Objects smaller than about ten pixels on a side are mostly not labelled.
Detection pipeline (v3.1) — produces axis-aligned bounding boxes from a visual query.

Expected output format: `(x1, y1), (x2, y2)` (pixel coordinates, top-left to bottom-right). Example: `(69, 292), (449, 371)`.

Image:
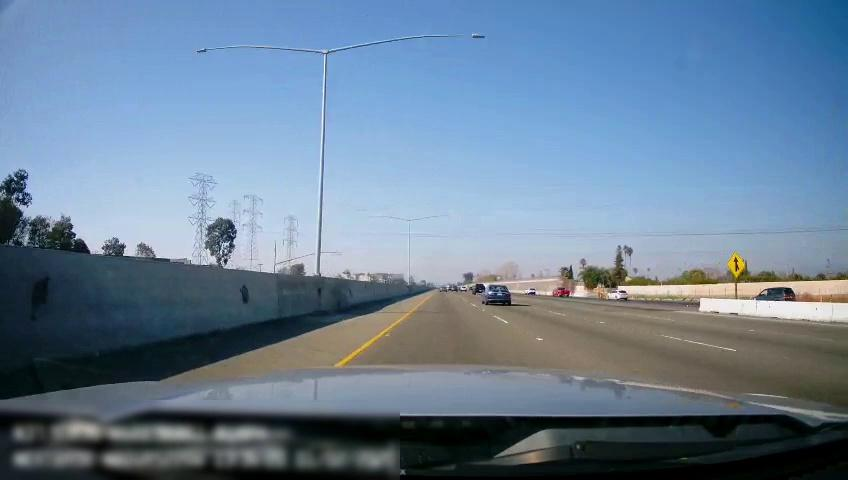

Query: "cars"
(481, 284), (512, 306)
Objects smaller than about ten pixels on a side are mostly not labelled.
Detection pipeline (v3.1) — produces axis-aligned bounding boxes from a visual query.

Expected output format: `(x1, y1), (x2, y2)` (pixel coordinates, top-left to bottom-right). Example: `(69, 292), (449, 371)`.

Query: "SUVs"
(752, 287), (796, 301)
(607, 290), (629, 302)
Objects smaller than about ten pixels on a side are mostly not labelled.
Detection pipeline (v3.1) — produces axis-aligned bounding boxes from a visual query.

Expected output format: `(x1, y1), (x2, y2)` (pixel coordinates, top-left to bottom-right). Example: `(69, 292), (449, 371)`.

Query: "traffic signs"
(729, 253), (745, 277)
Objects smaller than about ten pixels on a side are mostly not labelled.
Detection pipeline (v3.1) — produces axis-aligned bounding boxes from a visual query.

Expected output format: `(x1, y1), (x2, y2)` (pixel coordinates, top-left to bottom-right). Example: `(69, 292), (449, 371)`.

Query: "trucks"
(552, 287), (570, 297)
(473, 284), (485, 296)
